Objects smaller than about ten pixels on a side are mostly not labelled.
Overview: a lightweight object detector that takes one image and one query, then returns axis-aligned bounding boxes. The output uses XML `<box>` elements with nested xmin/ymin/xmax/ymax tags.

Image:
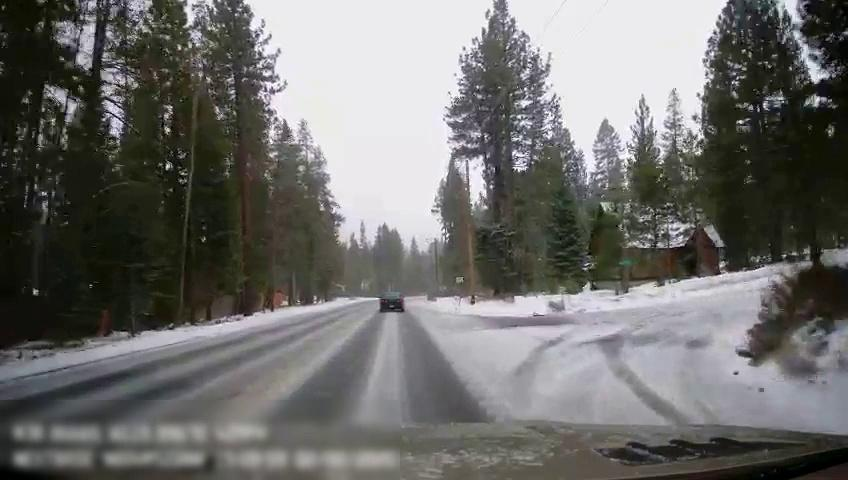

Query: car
<box><xmin>378</xmin><ymin>291</ymin><xmax>406</xmax><ymax>313</ymax></box>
